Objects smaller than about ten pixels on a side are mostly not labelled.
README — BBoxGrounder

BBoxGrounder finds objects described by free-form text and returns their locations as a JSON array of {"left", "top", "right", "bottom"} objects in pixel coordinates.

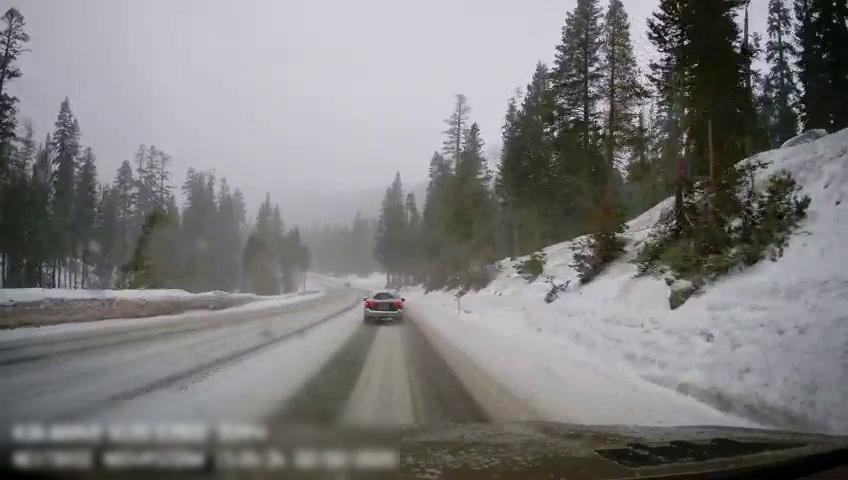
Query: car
[{"left": 362, "top": 288, "right": 406, "bottom": 326}]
